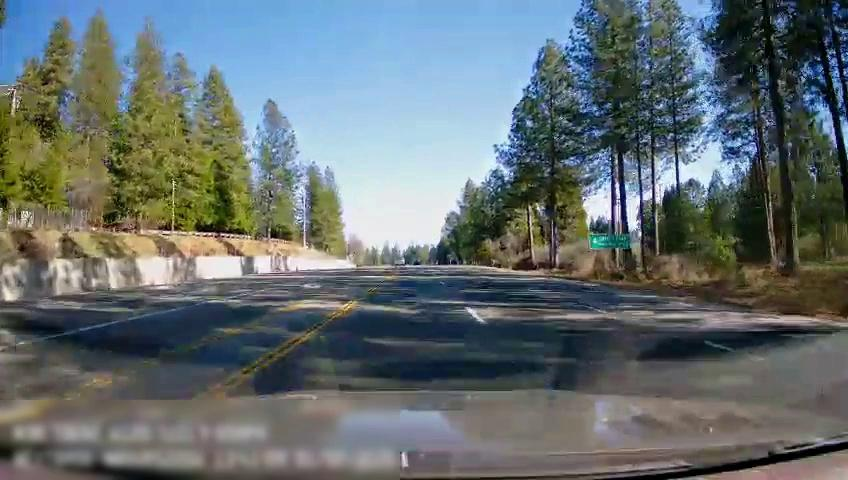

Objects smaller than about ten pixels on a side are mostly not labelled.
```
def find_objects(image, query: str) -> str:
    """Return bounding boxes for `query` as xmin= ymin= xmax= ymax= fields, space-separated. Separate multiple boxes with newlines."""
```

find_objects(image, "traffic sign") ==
xmin=590 ymin=231 xmax=632 ymax=250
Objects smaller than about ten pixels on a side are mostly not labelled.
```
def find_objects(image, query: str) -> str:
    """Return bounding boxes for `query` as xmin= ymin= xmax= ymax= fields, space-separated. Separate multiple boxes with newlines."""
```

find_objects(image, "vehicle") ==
xmin=394 ymin=255 xmax=406 ymax=266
